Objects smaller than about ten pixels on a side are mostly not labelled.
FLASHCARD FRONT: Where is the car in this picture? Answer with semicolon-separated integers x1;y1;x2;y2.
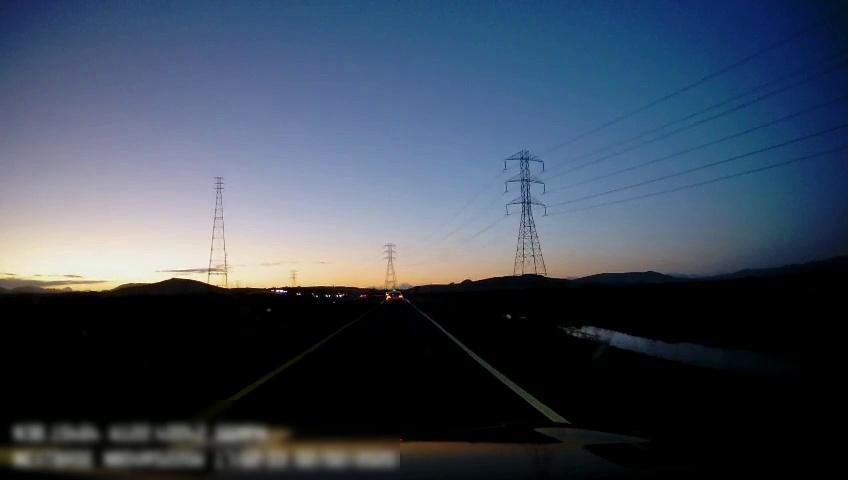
385;290;403;304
